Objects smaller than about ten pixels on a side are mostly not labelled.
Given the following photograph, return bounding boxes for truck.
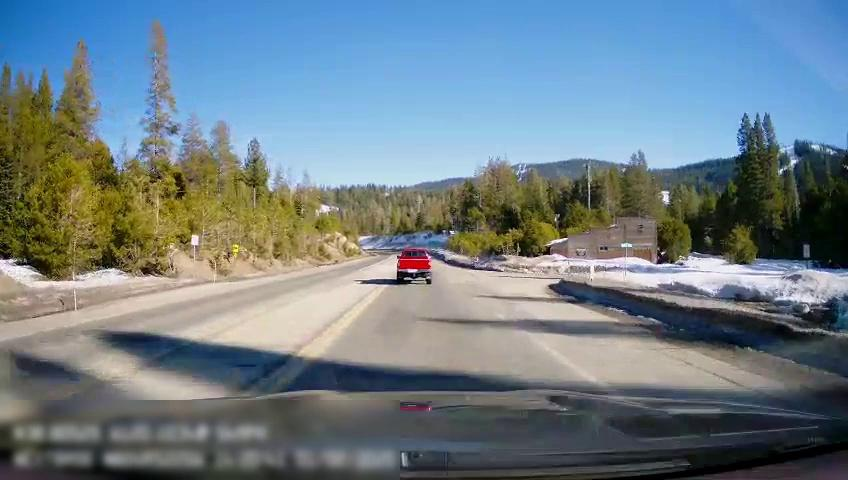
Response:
[395,248,434,286]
